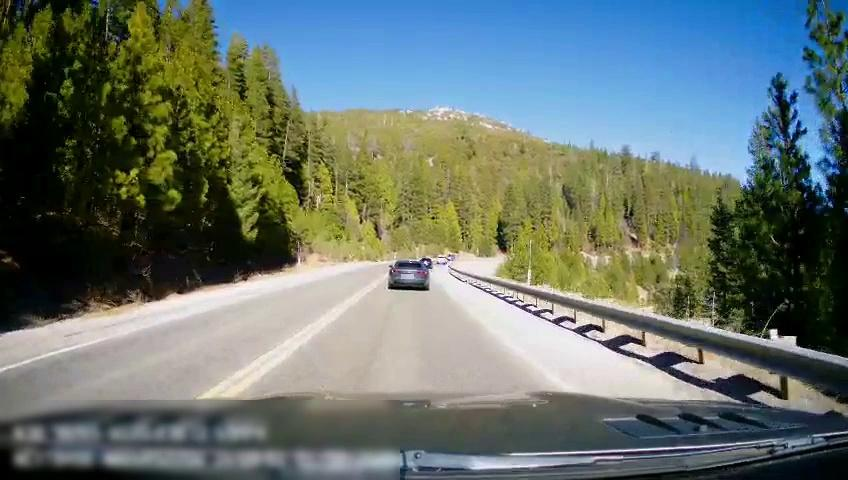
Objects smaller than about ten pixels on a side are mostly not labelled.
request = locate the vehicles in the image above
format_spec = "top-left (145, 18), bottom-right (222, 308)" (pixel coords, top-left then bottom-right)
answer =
top-left (419, 256), bottom-right (435, 270)
top-left (388, 260), bottom-right (431, 292)
top-left (436, 256), bottom-right (449, 265)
